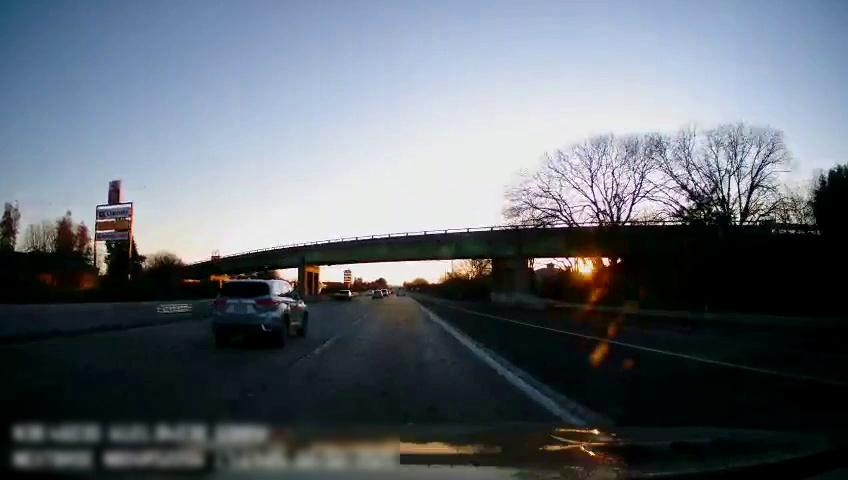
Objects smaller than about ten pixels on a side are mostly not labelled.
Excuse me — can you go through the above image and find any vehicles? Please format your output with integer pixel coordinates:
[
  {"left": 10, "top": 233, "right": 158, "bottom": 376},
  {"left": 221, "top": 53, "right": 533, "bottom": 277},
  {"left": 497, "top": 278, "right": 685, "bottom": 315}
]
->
[
  {"left": 210, "top": 274, "right": 309, "bottom": 349},
  {"left": 371, "top": 289, "right": 384, "bottom": 300},
  {"left": 396, "top": 286, "right": 406, "bottom": 297},
  {"left": 336, "top": 289, "right": 354, "bottom": 301}
]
